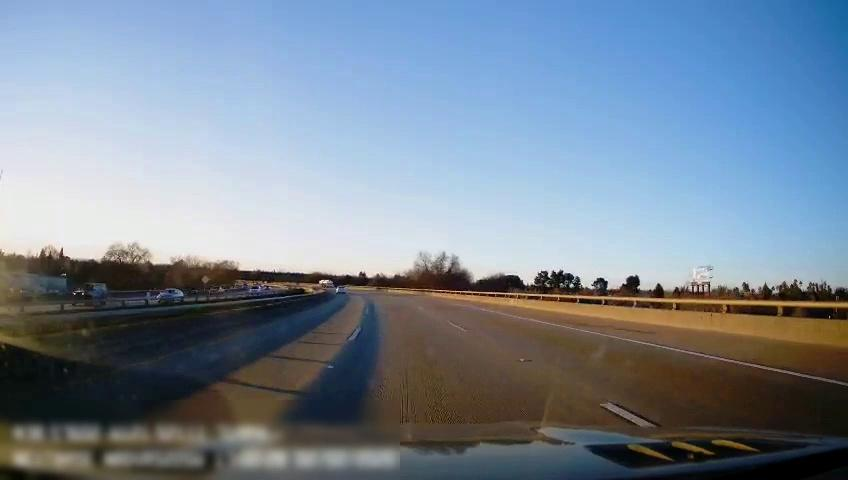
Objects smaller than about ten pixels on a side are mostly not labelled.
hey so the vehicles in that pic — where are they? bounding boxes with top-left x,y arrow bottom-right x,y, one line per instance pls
156,288 -> 184,304
318,280 -> 333,288
336,285 -> 347,294
71,283 -> 107,306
